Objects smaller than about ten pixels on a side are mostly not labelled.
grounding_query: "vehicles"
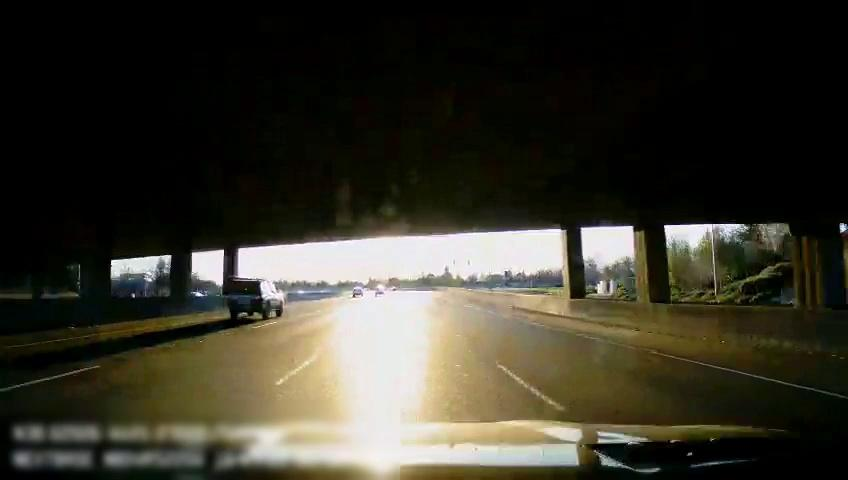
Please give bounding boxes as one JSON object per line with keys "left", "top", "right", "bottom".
{"left": 374, "top": 287, "right": 385, "bottom": 296}
{"left": 226, "top": 278, "right": 284, "bottom": 321}
{"left": 191, "top": 292, "right": 205, "bottom": 297}
{"left": 352, "top": 287, "right": 363, "bottom": 298}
